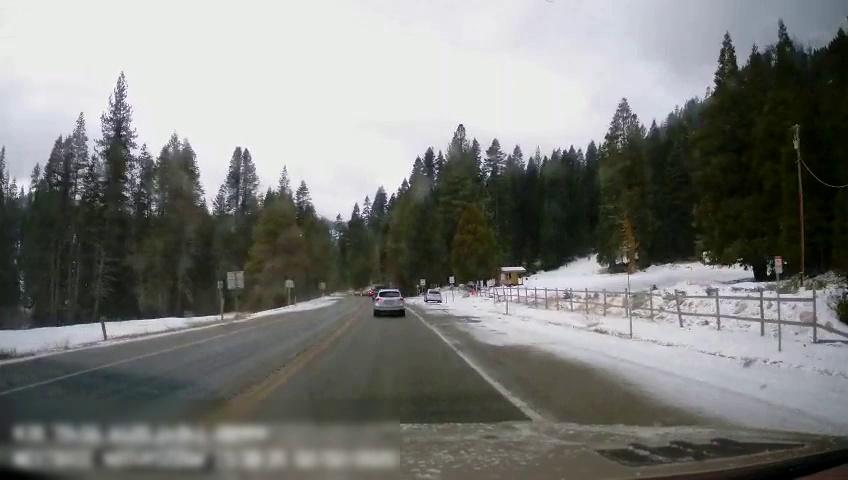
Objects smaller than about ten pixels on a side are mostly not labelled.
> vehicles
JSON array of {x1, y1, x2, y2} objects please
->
[
  {"x1": 424, "y1": 289, "x2": 442, "y2": 303},
  {"x1": 372, "y1": 286, "x2": 389, "y2": 301},
  {"x1": 374, "y1": 289, "x2": 405, "y2": 317}
]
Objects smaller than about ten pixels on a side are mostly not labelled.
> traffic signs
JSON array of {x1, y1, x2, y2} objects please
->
[{"x1": 775, "y1": 256, "x2": 783, "y2": 274}]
